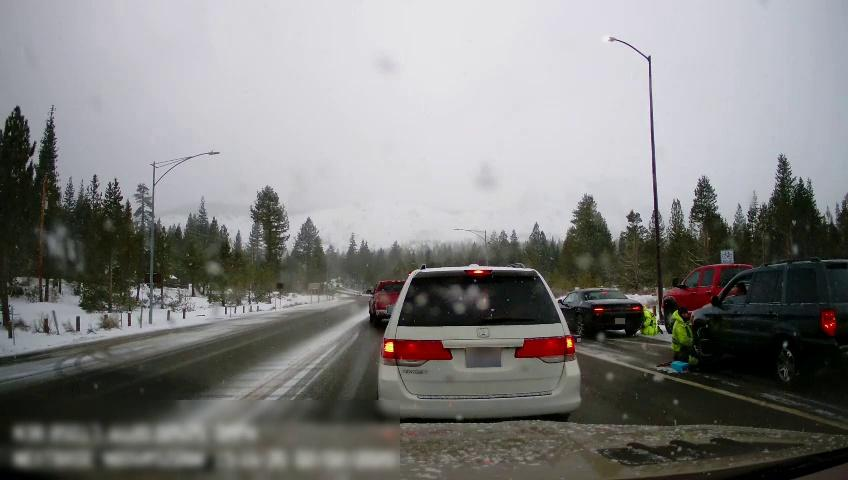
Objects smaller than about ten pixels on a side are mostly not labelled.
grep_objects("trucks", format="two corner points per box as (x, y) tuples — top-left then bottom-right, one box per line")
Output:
(368, 279), (407, 328)
(663, 262), (754, 335)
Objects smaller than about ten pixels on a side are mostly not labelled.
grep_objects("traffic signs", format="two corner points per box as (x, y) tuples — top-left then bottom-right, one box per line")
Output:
(719, 249), (734, 264)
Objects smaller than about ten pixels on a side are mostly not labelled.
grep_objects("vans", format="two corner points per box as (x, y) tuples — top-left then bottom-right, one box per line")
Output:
(377, 262), (583, 423)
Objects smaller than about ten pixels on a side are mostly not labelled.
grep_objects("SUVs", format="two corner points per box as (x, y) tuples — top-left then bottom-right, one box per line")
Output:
(688, 259), (848, 388)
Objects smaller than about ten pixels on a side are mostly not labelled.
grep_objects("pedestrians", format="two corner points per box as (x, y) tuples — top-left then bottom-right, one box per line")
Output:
(644, 311), (664, 337)
(670, 306), (703, 365)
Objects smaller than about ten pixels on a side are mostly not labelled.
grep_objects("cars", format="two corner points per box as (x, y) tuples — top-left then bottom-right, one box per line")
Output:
(557, 288), (645, 338)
